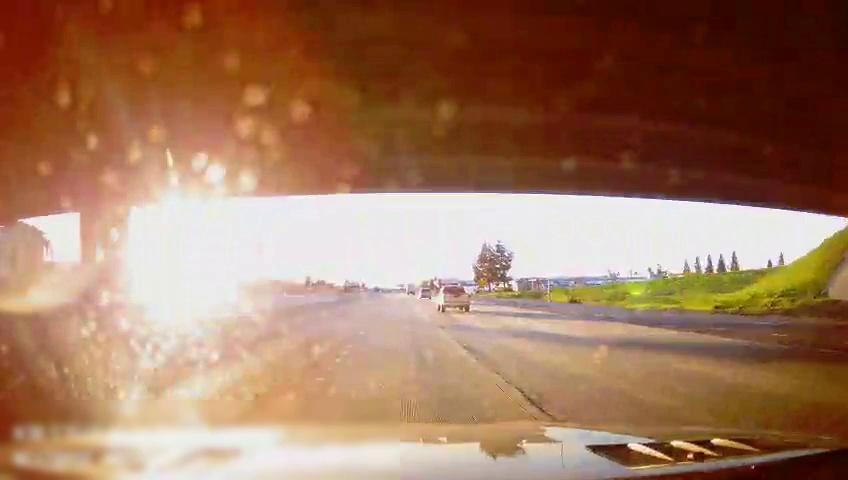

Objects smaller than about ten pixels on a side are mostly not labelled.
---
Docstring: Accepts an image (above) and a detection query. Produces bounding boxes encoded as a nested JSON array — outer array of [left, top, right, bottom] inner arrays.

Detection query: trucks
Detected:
[[437, 286, 470, 313], [407, 283, 415, 296]]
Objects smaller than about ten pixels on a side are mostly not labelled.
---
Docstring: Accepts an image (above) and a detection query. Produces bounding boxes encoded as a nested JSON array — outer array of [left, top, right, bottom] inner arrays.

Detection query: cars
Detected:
[[418, 288, 432, 300]]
